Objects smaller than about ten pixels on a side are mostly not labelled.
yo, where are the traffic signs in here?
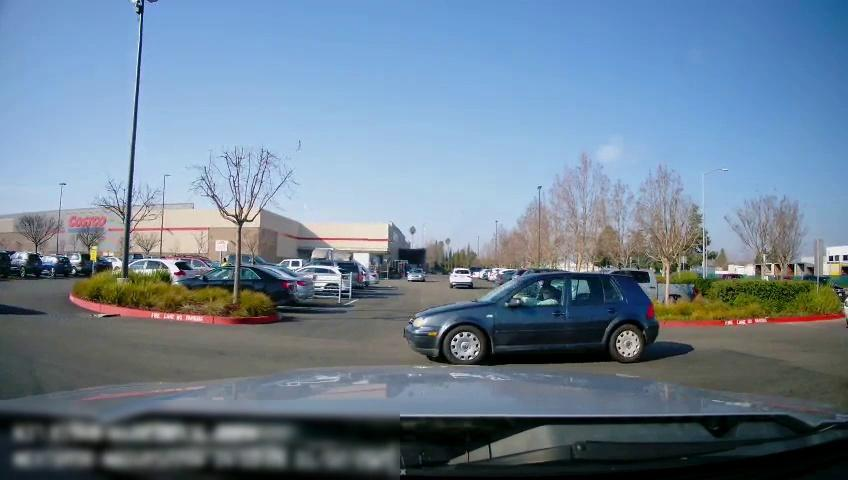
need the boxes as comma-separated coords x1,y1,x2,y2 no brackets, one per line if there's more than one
88,246,98,261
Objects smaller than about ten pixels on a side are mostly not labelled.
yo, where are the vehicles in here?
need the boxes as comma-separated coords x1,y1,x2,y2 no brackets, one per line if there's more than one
0,247,20,282
9,250,44,280
180,261,301,308
66,252,90,278
278,258,303,270
88,257,112,275
39,252,72,280
309,246,355,261
399,270,659,366
298,264,346,299
511,268,532,281
309,260,371,299
448,267,474,290
123,258,201,287
603,269,695,304
288,268,316,306
473,268,490,280
494,268,519,289
406,268,426,282
104,257,125,275
486,266,508,282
